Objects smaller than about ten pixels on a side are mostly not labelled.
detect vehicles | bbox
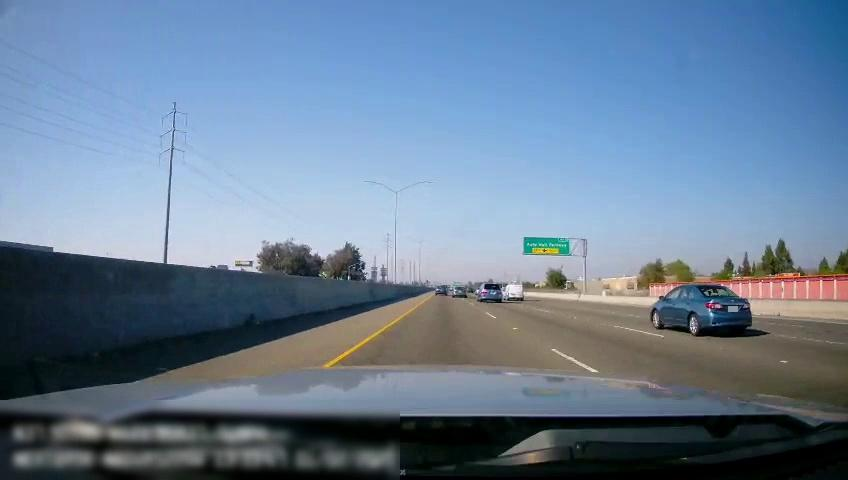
[650,284,753,337]
[435,285,447,296]
[452,285,467,299]
[504,284,524,301]
[476,283,502,303]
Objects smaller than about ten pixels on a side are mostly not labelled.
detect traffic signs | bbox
[522,236,571,256]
